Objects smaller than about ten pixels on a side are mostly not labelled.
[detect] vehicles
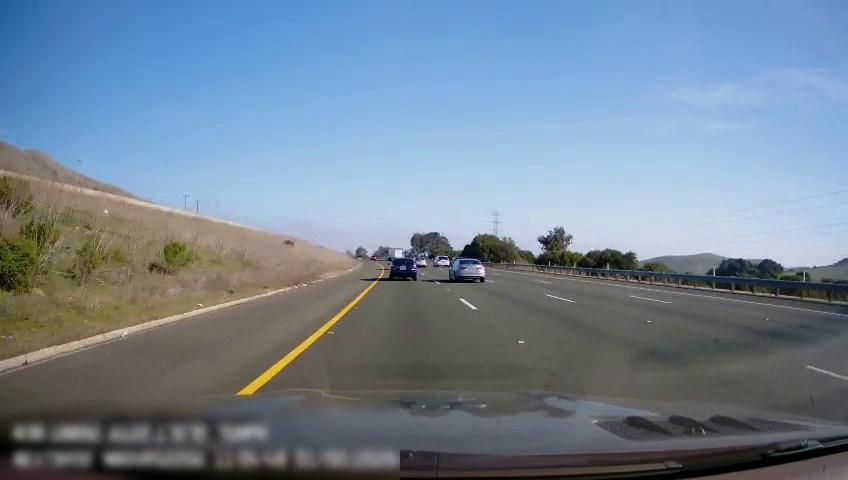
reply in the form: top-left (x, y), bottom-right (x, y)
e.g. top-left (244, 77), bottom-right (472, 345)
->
top-left (433, 255), bottom-right (450, 267)
top-left (389, 258), bottom-right (417, 278)
top-left (447, 256), bottom-right (458, 265)
top-left (448, 257), bottom-right (485, 283)
top-left (413, 258), bottom-right (427, 268)
top-left (388, 249), bottom-right (405, 261)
